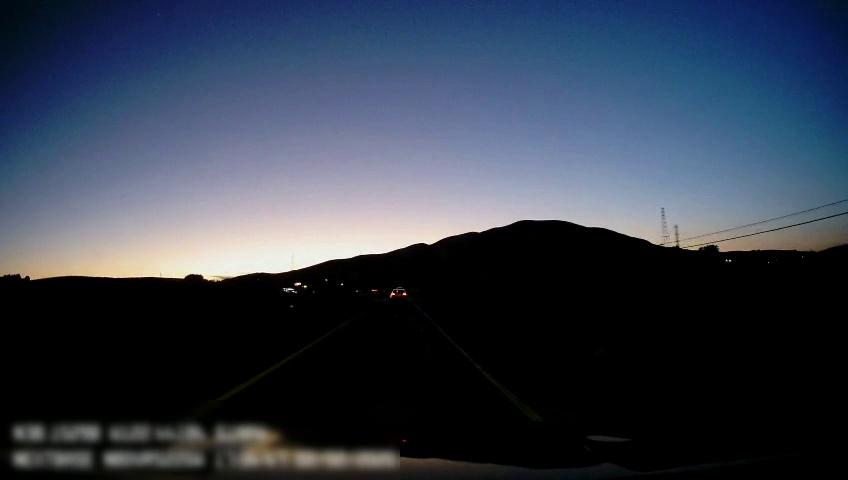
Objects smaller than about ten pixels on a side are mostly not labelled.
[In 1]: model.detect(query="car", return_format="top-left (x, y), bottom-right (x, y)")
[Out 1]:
top-left (390, 287), bottom-right (407, 301)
